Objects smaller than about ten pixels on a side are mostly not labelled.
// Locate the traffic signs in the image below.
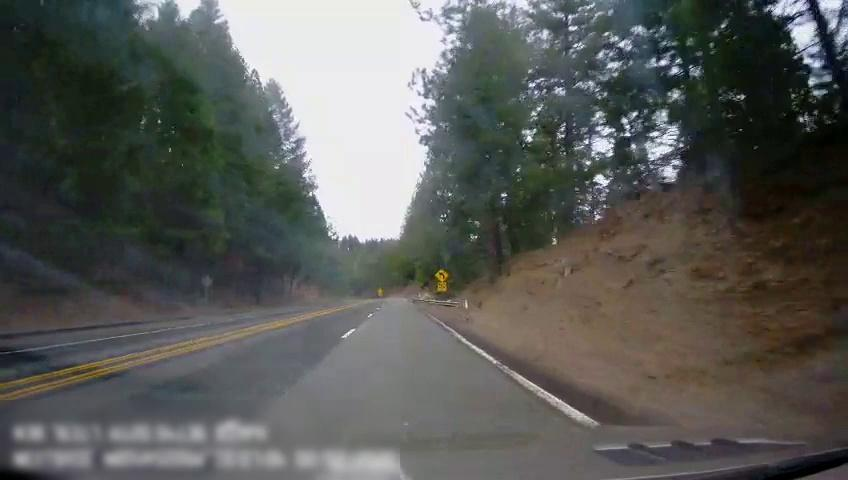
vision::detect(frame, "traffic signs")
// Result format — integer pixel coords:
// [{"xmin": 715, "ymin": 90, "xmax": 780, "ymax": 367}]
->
[
  {"xmin": 434, "ymin": 269, "xmax": 449, "ymax": 282},
  {"xmin": 436, "ymin": 281, "xmax": 448, "ymax": 293}
]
